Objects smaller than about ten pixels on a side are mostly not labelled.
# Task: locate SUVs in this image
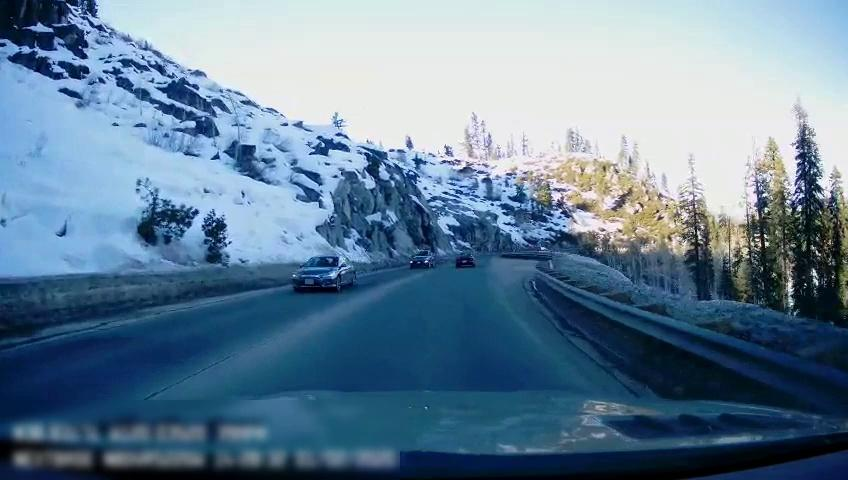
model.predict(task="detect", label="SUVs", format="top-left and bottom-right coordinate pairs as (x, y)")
top-left (409, 250), bottom-right (434, 268)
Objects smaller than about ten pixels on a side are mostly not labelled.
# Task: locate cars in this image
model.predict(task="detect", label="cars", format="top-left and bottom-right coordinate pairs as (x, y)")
top-left (454, 252), bottom-right (477, 269)
top-left (292, 255), bottom-right (355, 294)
